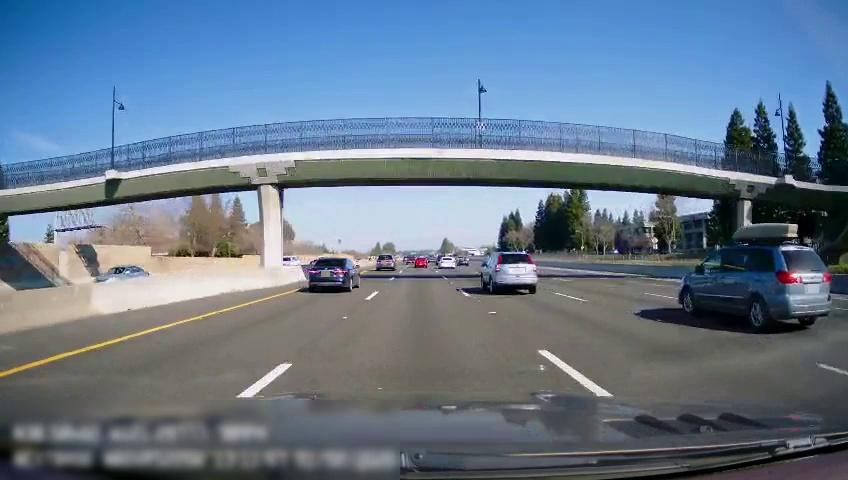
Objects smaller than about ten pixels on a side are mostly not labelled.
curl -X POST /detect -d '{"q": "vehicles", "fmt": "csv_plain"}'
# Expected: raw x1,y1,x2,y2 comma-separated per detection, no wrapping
414,257,428,269
480,251,538,295
676,223,834,333
282,255,301,267
307,257,361,293
91,264,150,285
435,254,446,266
376,254,397,272
456,257,470,267
405,255,417,266
437,256,457,270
